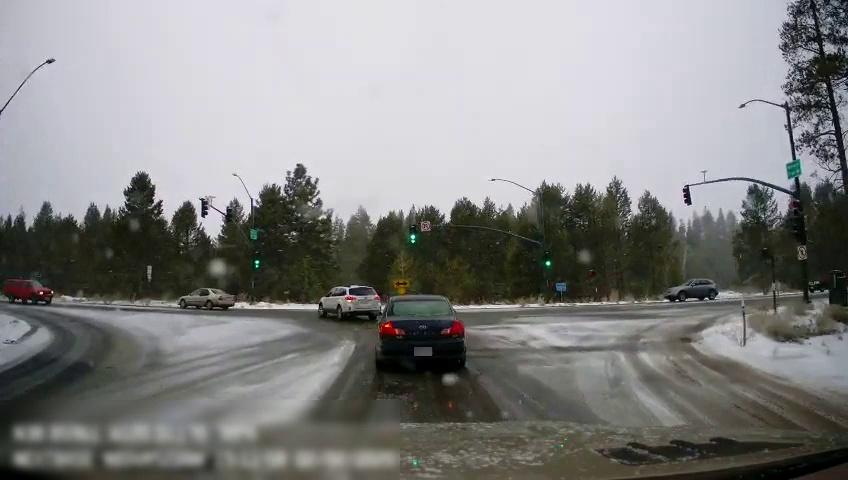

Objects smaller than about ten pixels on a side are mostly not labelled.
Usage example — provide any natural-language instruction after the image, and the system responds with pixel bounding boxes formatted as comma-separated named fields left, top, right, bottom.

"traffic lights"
left=544, top=250, right=552, bottom=267
left=200, top=198, right=208, bottom=218
left=409, top=225, right=417, bottom=243
left=789, top=201, right=802, bottom=231
left=253, top=252, right=261, bottom=268
left=225, top=206, right=232, bottom=223
left=682, top=185, right=692, bottom=206
left=760, top=248, right=772, bottom=260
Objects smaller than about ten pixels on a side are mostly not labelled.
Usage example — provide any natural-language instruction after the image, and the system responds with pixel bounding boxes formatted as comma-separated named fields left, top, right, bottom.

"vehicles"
left=177, top=288, right=235, bottom=311
left=3, top=279, right=54, bottom=304
left=808, top=272, right=847, bottom=293
left=374, top=295, right=467, bottom=375
left=318, top=286, right=381, bottom=321
left=664, top=279, right=719, bottom=302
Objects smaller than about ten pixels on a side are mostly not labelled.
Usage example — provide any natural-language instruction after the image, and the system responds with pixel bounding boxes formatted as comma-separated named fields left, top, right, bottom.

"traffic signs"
left=204, top=196, right=211, bottom=210
left=394, top=279, right=409, bottom=287
left=786, top=159, right=802, bottom=180
left=796, top=245, right=808, bottom=261
left=420, top=221, right=431, bottom=232
left=250, top=229, right=258, bottom=240
left=556, top=283, right=567, bottom=292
